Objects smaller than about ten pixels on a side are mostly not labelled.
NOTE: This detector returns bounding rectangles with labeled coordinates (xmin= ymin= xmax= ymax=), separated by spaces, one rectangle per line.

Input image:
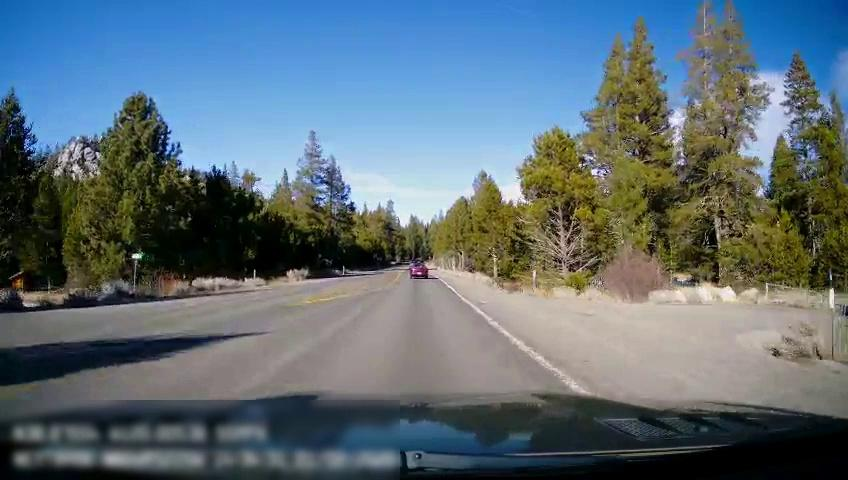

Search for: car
xmin=409 ymin=264 xmax=428 ymax=280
